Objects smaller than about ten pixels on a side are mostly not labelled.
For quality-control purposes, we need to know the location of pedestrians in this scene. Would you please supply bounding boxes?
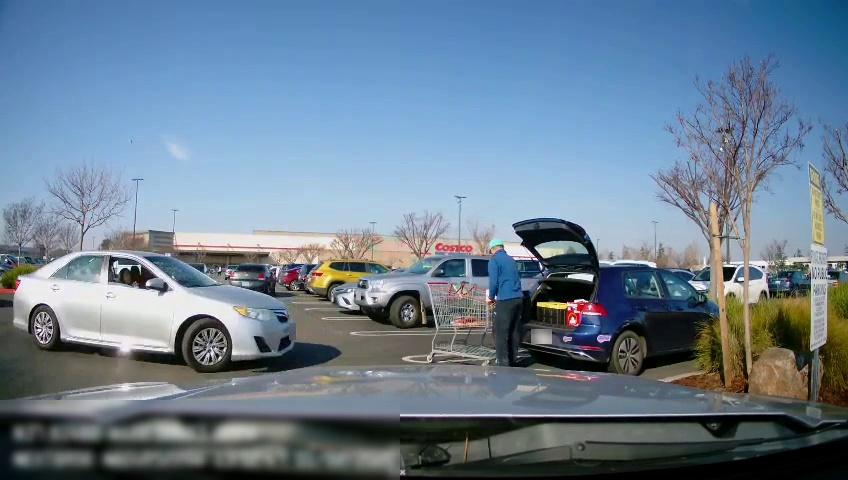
[487,238,523,367]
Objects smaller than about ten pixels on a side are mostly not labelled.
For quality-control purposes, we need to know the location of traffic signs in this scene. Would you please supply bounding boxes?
[809,241,830,352]
[807,164,825,246]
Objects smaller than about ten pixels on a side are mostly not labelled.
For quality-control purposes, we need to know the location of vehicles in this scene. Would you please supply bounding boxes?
[352,252,540,330]
[277,263,303,291]
[230,263,277,296]
[10,248,299,376]
[510,217,720,376]
[601,259,659,269]
[305,258,384,302]
[767,269,812,298]
[334,284,362,312]
[192,263,209,273]
[221,263,238,280]
[669,268,697,282]
[688,262,771,306]
[296,263,316,286]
